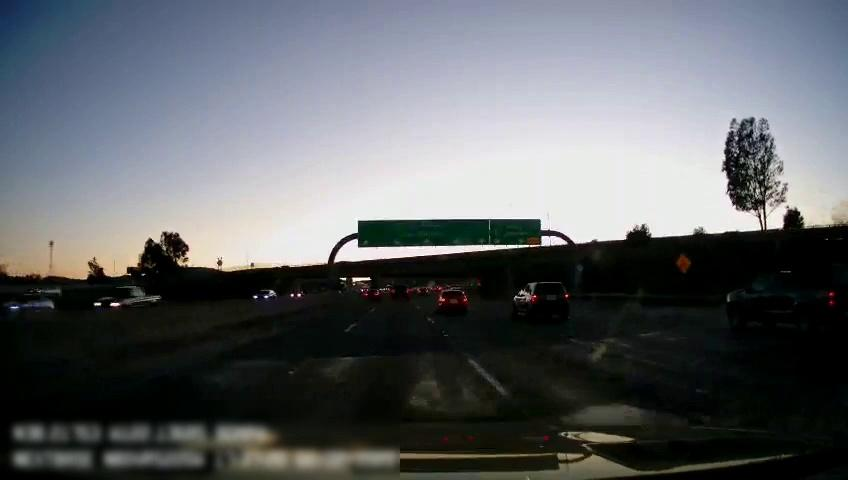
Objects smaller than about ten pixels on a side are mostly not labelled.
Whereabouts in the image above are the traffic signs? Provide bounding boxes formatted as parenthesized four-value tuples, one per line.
(676, 253, 692, 273)
(489, 218, 543, 246)
(357, 217, 490, 247)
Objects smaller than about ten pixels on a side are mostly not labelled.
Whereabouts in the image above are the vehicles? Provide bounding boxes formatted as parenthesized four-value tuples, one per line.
(364, 288, 381, 304)
(29, 283, 61, 297)
(252, 289, 277, 300)
(437, 289, 469, 314)
(290, 290, 304, 298)
(0, 293, 55, 312)
(512, 281, 570, 320)
(725, 262, 848, 339)
(417, 286, 429, 297)
(391, 283, 409, 300)
(93, 285, 163, 308)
